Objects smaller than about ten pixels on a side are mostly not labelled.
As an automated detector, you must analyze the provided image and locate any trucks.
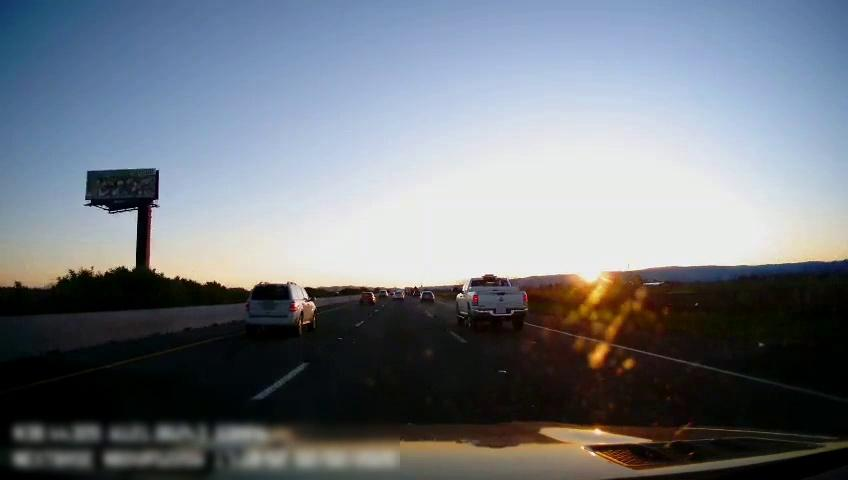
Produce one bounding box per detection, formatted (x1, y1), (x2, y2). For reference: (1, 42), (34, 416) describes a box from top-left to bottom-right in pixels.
(452, 274), (529, 330)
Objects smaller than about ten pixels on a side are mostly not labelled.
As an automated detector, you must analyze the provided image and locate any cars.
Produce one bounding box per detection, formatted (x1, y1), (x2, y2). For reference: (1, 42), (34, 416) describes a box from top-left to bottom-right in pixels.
(392, 290), (405, 301)
(419, 290), (435, 304)
(359, 291), (377, 305)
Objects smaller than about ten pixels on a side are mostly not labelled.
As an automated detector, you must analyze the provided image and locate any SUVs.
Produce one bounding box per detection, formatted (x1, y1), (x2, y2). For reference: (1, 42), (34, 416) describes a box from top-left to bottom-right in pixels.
(243, 280), (320, 337)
